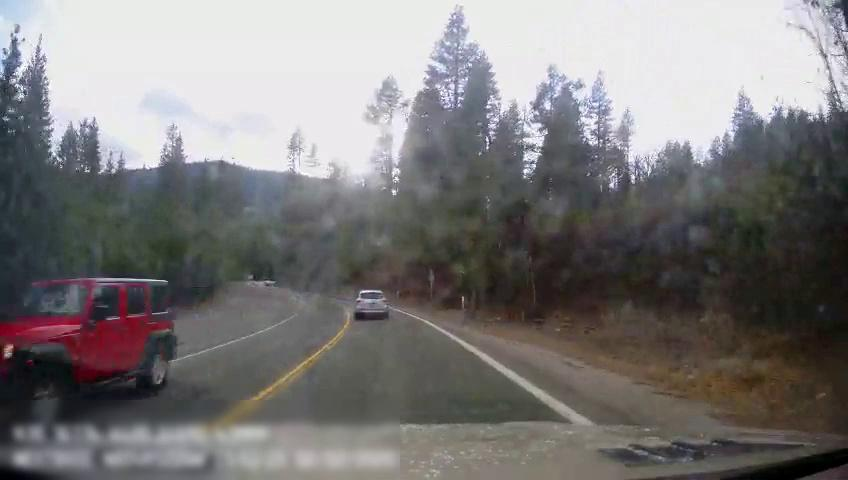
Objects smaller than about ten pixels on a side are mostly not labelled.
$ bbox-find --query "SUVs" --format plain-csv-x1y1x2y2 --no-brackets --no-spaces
355,289,388,320
0,277,179,435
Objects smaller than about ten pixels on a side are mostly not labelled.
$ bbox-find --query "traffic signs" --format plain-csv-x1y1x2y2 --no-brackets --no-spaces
428,268,436,283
